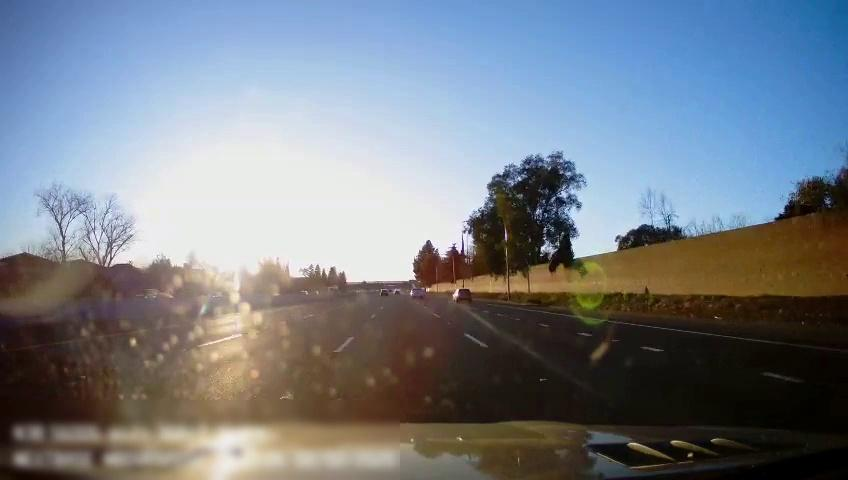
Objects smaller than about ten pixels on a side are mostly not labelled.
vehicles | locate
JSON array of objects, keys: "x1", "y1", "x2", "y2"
[
  {"x1": 409, "y1": 286, "x2": 426, "y2": 300},
  {"x1": 379, "y1": 289, "x2": 389, "y2": 297},
  {"x1": 144, "y1": 292, "x2": 173, "y2": 300},
  {"x1": 452, "y1": 288, "x2": 473, "y2": 304}
]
